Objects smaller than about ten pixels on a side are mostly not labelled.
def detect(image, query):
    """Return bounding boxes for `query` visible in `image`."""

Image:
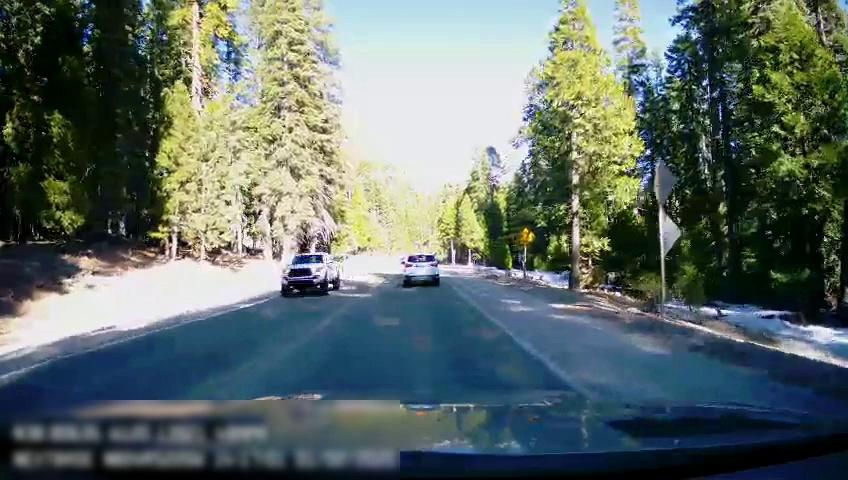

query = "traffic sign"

[517,224,536,249]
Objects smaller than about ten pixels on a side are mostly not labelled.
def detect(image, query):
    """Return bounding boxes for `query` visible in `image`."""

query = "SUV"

[400,254,441,289]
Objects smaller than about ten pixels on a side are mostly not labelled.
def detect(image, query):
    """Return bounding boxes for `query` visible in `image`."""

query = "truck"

[280,251,344,297]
